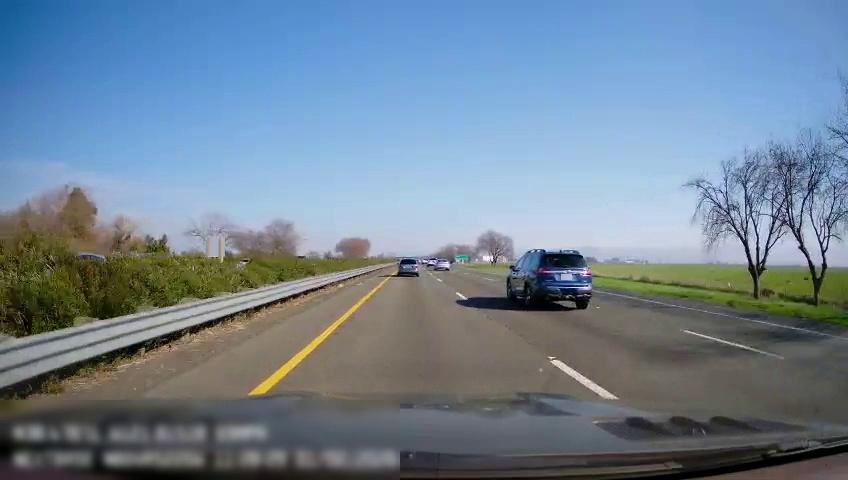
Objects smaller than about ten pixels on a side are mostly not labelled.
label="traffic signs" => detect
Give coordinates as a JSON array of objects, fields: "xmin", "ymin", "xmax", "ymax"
[{"xmin": 455, "ymin": 254, "xmax": 470, "ymax": 261}]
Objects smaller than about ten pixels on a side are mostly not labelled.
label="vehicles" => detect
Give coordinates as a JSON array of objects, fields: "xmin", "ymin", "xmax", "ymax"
[
  {"xmin": 506, "ymin": 251, "xmax": 593, "ymax": 310},
  {"xmin": 426, "ymin": 257, "xmax": 438, "ymax": 268},
  {"xmin": 397, "ymin": 257, "xmax": 420, "ymax": 277},
  {"xmin": 433, "ymin": 258, "xmax": 450, "ymax": 271},
  {"xmin": 79, "ymin": 252, "xmax": 107, "ymax": 263}
]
